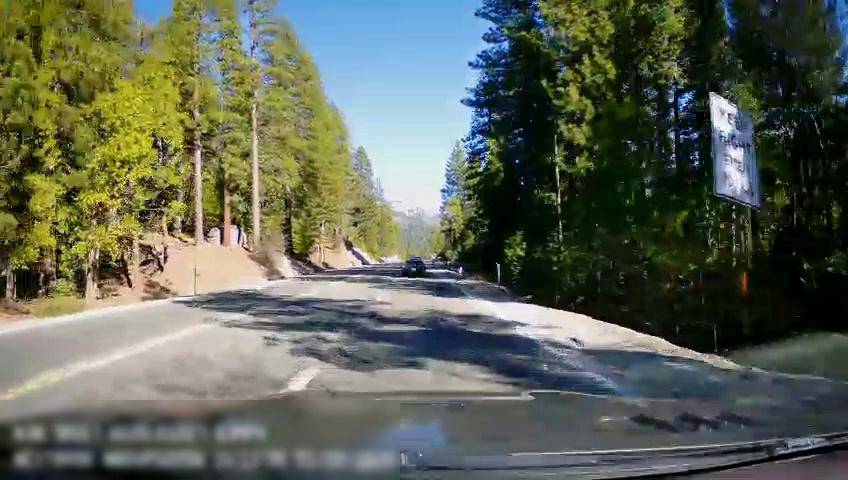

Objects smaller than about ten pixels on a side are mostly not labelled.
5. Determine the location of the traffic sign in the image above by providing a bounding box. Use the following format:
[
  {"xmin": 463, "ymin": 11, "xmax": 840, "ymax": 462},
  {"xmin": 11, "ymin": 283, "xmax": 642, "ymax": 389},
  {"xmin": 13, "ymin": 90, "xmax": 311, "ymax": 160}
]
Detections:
[{"xmin": 710, "ymin": 92, "xmax": 765, "ymax": 209}]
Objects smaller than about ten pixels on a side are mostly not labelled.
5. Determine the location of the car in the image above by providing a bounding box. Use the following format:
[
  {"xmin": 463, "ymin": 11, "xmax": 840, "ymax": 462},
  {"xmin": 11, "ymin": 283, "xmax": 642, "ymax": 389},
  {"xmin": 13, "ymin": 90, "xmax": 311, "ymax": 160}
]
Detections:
[{"xmin": 401, "ymin": 259, "xmax": 424, "ymax": 277}]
